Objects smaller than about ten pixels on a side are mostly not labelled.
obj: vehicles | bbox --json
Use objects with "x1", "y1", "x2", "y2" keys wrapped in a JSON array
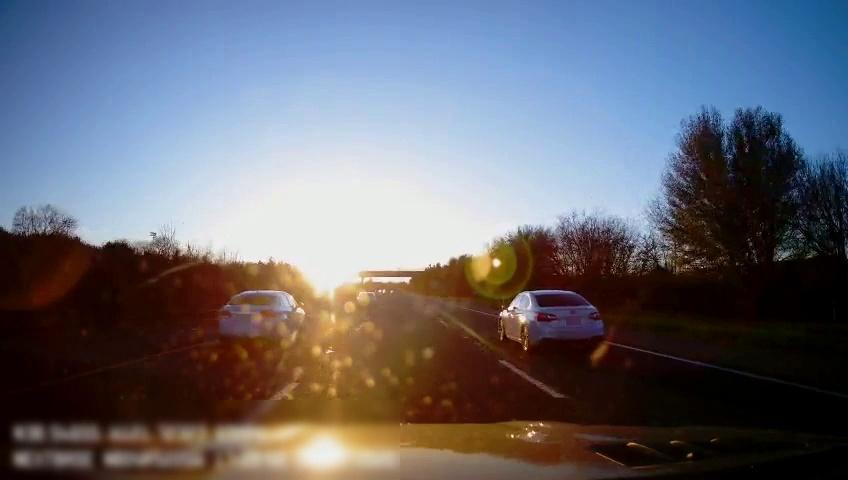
[
  {"x1": 216, "y1": 289, "x2": 308, "y2": 358},
  {"x1": 498, "y1": 290, "x2": 604, "y2": 355},
  {"x1": 356, "y1": 291, "x2": 377, "y2": 307}
]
